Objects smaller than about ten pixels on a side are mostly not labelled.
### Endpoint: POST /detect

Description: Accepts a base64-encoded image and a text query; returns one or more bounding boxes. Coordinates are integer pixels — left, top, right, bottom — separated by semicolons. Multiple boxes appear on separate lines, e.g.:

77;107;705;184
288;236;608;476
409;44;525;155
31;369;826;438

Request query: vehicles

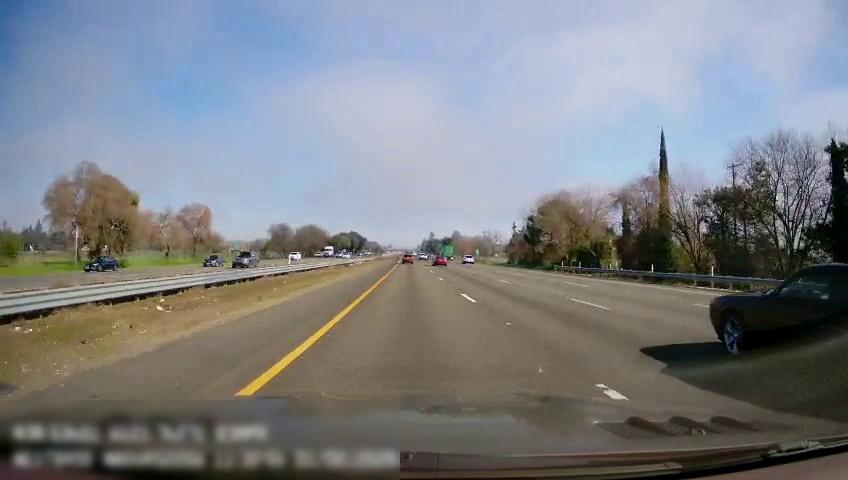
288;252;302;262
232;250;259;269
440;245;454;261
83;256;121;273
323;245;343;258
202;254;226;268
709;261;848;368
432;255;448;267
